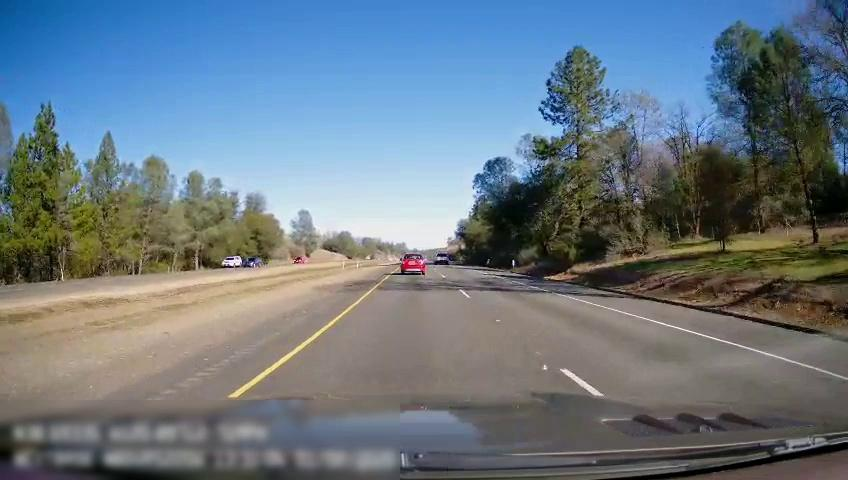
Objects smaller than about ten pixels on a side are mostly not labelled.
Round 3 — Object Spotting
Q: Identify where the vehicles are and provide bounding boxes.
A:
[399,253,427,276]
[243,257,265,268]
[292,256,306,264]
[221,256,243,268]
[433,253,448,265]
